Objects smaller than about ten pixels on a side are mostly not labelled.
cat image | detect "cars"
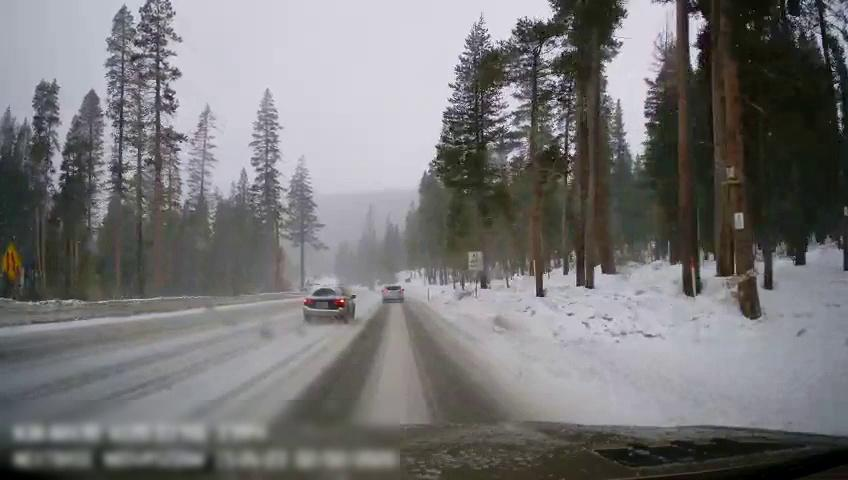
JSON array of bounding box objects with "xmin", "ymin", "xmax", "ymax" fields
[{"xmin": 302, "ymin": 283, "xmax": 357, "ymax": 326}]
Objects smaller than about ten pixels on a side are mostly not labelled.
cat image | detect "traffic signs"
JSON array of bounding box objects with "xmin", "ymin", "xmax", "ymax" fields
[
  {"xmin": 467, "ymin": 250, "xmax": 485, "ymax": 271},
  {"xmin": 0, "ymin": 239, "xmax": 24, "ymax": 283}
]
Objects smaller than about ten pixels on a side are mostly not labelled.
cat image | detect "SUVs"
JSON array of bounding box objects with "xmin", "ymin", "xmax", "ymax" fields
[{"xmin": 381, "ymin": 285, "xmax": 404, "ymax": 303}]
